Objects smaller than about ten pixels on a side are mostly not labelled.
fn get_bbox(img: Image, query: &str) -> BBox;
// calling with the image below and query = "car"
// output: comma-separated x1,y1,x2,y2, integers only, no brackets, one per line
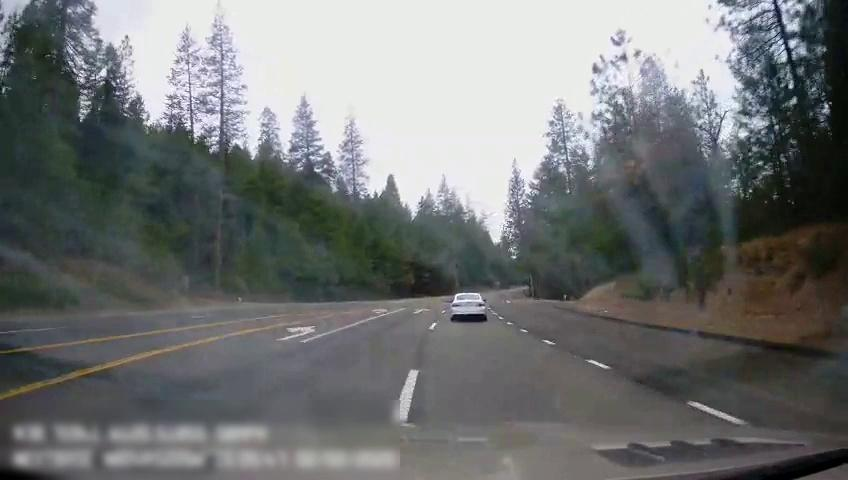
450,292,488,321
